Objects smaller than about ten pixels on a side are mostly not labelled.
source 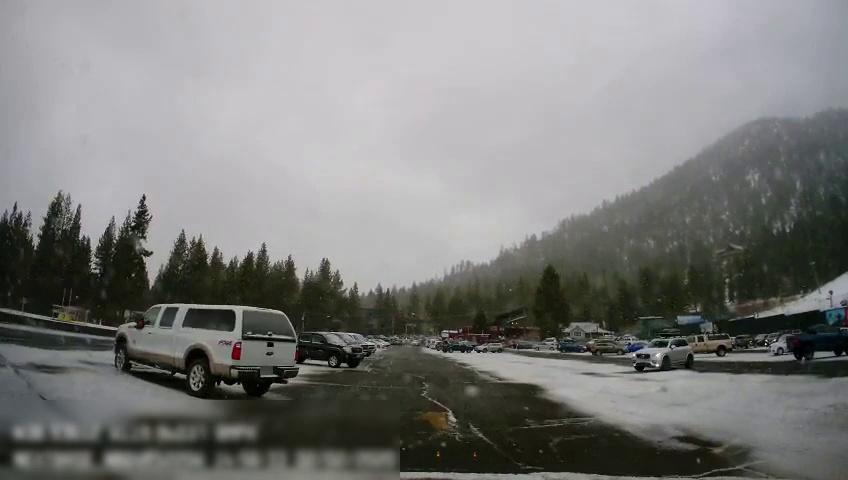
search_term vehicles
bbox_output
[346,332,377,355]
[475,342,504,353]
[332,331,371,357]
[784,321,848,361]
[688,333,733,357]
[296,332,364,369]
[770,333,792,356]
[442,338,474,353]
[632,337,695,373]
[589,338,626,356]
[114,303,300,399]
[556,337,584,353]
[765,333,781,347]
